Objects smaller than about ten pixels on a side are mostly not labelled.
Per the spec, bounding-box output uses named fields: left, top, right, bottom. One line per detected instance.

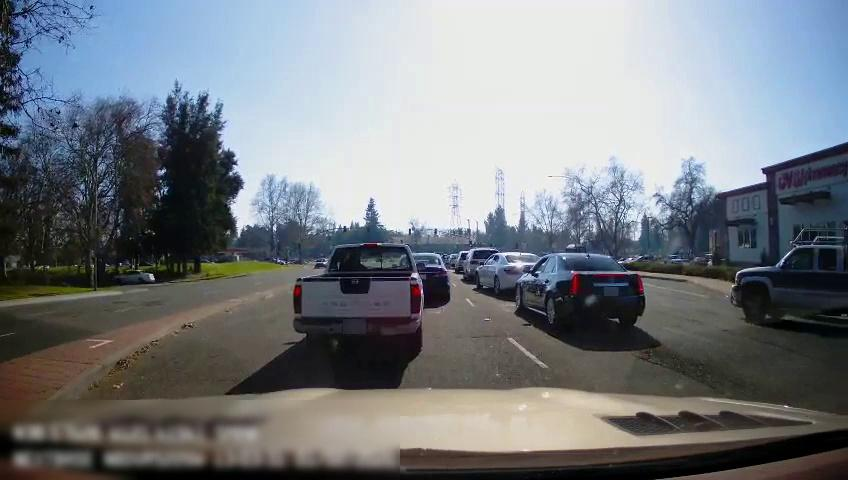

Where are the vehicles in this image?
left=448, top=253, right=459, bottom=270
left=293, top=242, right=425, bottom=354
left=462, top=246, right=497, bottom=279
left=472, top=252, right=539, bottom=297
left=315, top=256, right=330, bottom=267
left=411, top=252, right=451, bottom=303
left=731, top=227, right=848, bottom=323
left=512, top=250, right=647, bottom=333
left=112, top=268, right=156, bottom=286
left=455, top=249, right=469, bottom=271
